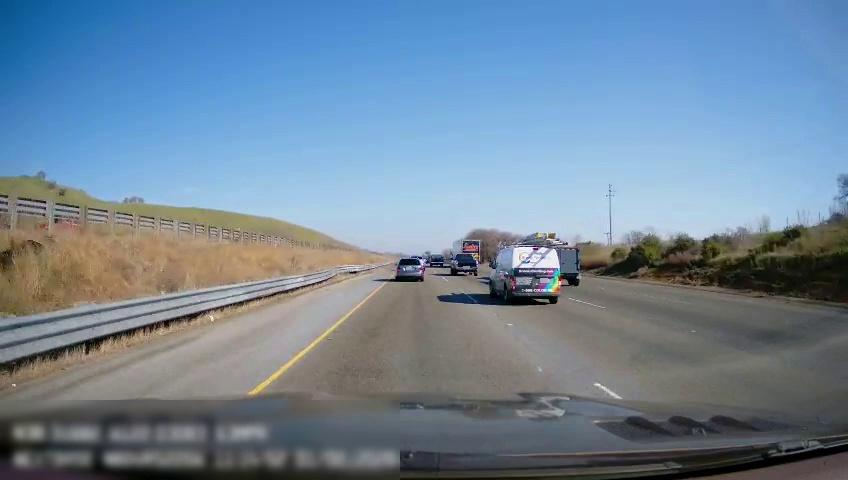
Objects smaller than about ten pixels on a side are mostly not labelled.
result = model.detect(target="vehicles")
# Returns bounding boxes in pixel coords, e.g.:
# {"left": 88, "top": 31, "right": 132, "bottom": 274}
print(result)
{"left": 394, "top": 258, "right": 425, "bottom": 282}
{"left": 552, "top": 247, "right": 582, "bottom": 287}
{"left": 429, "top": 256, "right": 444, "bottom": 268}
{"left": 448, "top": 239, "right": 481, "bottom": 265}
{"left": 409, "top": 255, "right": 427, "bottom": 272}
{"left": 449, "top": 253, "right": 479, "bottom": 276}
{"left": 488, "top": 231, "right": 569, "bottom": 305}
